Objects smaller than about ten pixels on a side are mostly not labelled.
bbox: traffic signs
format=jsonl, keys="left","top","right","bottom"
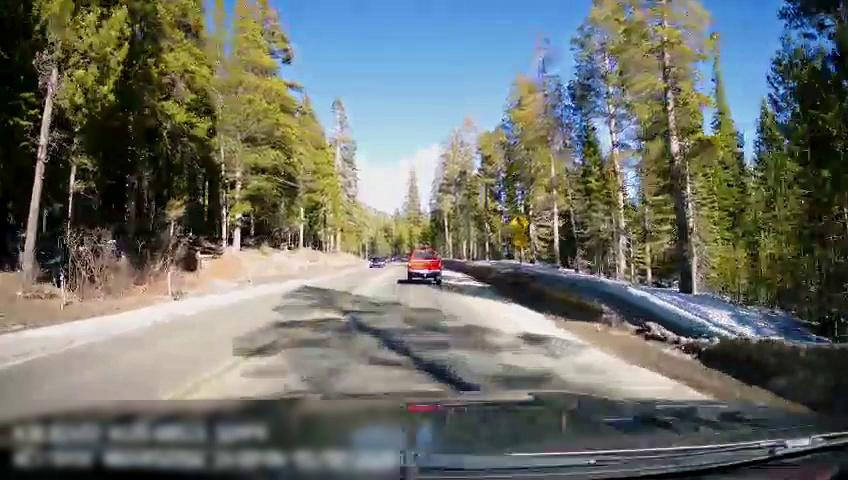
{"left": 508, "top": 215, "right": 530, "bottom": 238}
{"left": 512, "top": 237, "right": 528, "bottom": 249}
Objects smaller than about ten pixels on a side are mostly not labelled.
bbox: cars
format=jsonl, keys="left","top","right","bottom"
{"left": 369, "top": 256, "right": 386, "bottom": 268}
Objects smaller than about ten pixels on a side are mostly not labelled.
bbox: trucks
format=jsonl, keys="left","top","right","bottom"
{"left": 406, "top": 247, "right": 443, "bottom": 283}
